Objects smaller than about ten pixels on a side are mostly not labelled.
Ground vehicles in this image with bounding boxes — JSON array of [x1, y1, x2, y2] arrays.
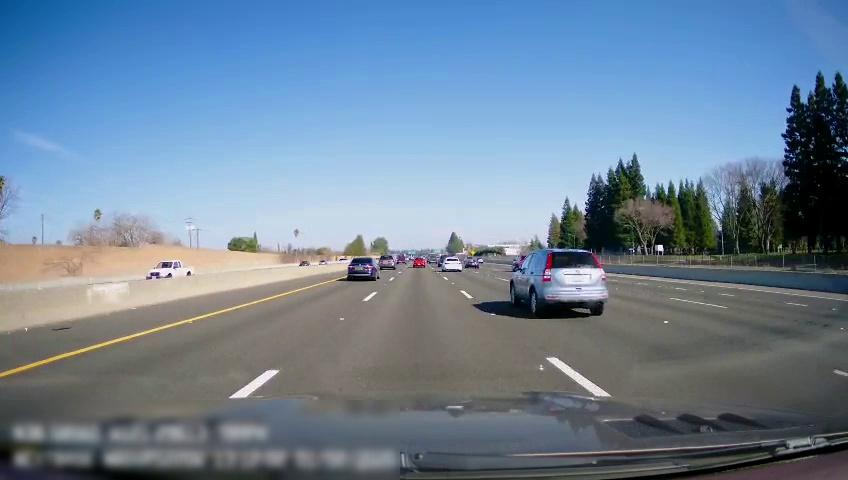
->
[[297, 260, 312, 267], [437, 255, 449, 268], [412, 257, 426, 268], [440, 257, 463, 273], [464, 259, 480, 270], [512, 255, 528, 272], [378, 255, 396, 271], [396, 254, 408, 265], [509, 248, 610, 317], [347, 256, 381, 281], [145, 259, 194, 281]]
